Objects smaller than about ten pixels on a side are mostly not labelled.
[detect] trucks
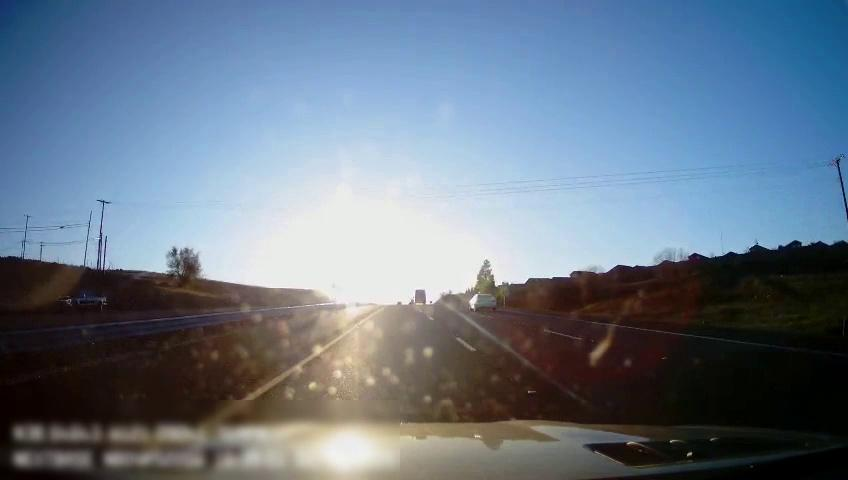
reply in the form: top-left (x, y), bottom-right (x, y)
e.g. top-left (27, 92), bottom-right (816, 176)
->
top-left (57, 288), bottom-right (107, 314)
top-left (415, 289), bottom-right (426, 306)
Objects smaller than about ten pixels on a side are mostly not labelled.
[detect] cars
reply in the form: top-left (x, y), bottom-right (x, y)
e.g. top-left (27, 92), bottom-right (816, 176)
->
top-left (469, 293), bottom-right (497, 313)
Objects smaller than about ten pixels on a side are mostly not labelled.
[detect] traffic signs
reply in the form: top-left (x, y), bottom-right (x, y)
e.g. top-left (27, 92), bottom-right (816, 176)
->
top-left (498, 285), bottom-right (509, 297)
